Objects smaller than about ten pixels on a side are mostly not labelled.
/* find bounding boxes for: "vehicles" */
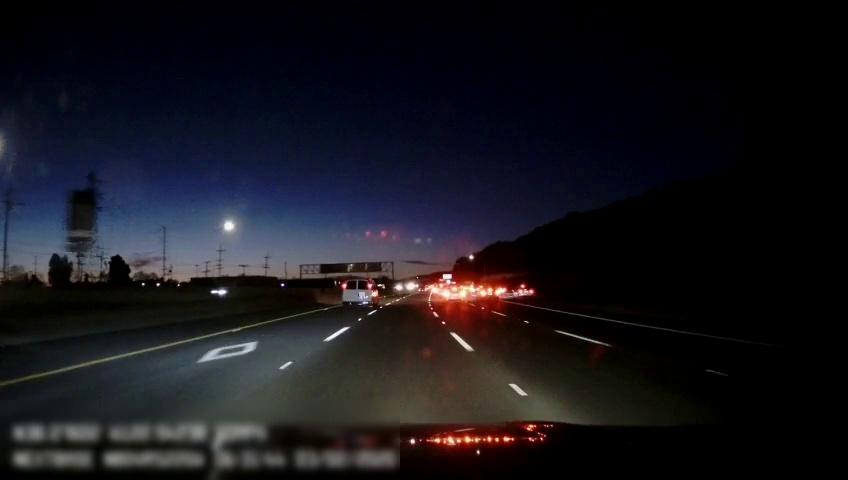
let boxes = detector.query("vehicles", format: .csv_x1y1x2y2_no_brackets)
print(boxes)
511,285,536,301
341,278,379,308
476,290,498,303
209,285,230,299
444,286,467,301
